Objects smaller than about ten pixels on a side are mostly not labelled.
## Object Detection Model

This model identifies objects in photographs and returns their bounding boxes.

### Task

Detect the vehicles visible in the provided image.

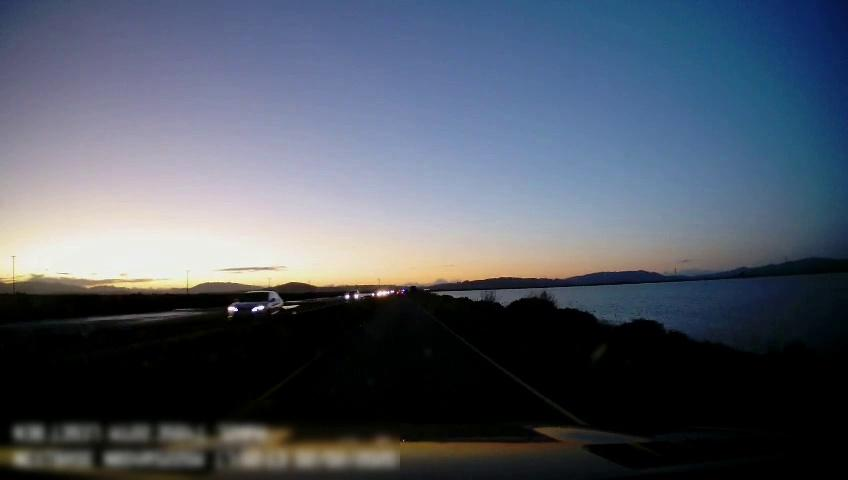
[344,290,361,303]
[226,291,283,323]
